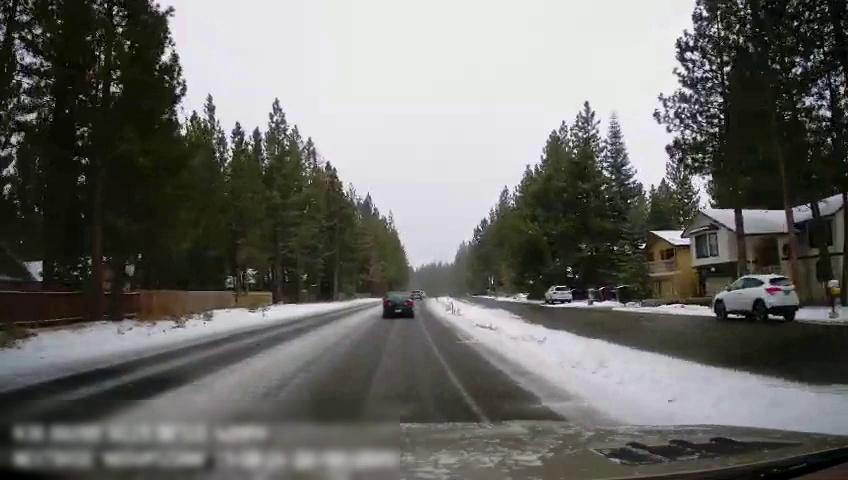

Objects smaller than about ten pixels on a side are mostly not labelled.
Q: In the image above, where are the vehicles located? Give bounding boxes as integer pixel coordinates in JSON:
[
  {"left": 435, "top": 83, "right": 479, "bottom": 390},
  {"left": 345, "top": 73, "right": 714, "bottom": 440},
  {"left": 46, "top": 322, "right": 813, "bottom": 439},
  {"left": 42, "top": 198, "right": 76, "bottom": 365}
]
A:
[
  {"left": 712, "top": 274, "right": 800, "bottom": 322},
  {"left": 382, "top": 291, "right": 414, "bottom": 320},
  {"left": 409, "top": 289, "right": 423, "bottom": 301},
  {"left": 544, "top": 285, "right": 573, "bottom": 305}
]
